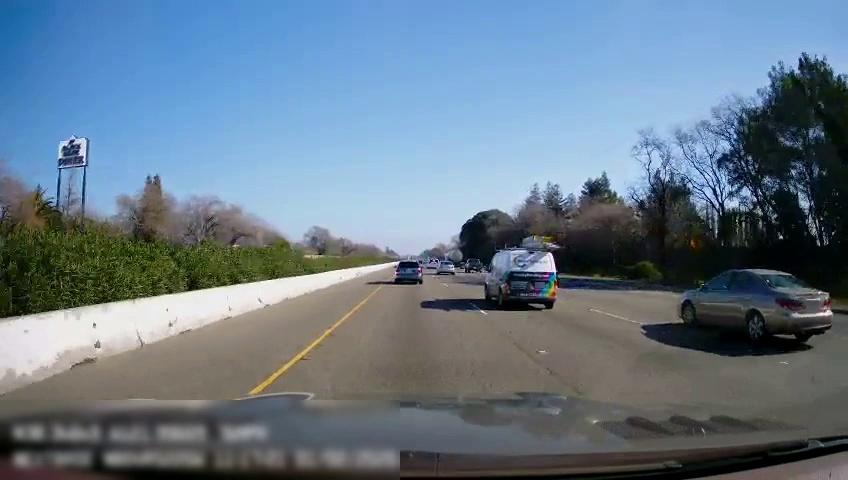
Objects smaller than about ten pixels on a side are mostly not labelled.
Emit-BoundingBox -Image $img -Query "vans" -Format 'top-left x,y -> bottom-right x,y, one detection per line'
481,248 -> 560,311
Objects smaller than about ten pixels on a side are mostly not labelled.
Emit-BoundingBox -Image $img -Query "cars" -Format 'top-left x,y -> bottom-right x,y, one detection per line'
435,260 -> 455,275
679,269 -> 833,346
465,258 -> 482,273
394,260 -> 425,285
